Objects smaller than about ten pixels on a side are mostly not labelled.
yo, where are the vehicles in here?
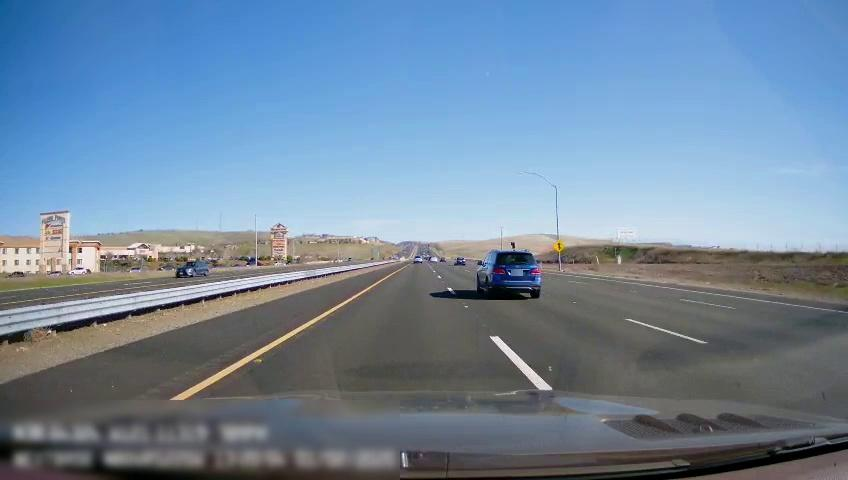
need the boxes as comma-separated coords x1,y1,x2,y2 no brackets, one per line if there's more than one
175,261,209,278
429,255,438,263
476,251,542,299
130,267,145,272
68,267,87,275
413,255,423,264
156,265,176,271
5,270,25,278
46,270,62,276
454,255,466,265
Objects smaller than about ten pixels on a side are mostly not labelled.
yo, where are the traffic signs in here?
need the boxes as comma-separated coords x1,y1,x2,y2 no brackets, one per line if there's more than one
553,239,565,253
